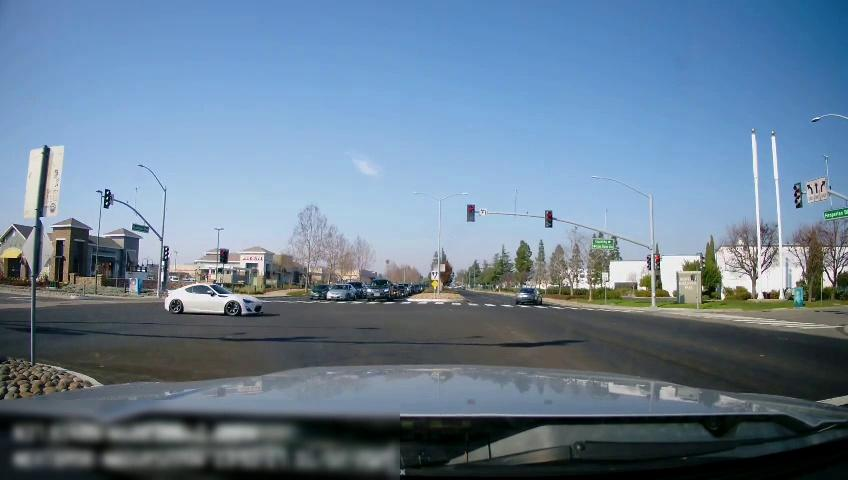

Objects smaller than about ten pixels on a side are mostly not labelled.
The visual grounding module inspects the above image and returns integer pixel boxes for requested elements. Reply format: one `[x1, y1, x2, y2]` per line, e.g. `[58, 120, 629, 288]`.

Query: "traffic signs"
[823, 206, 848, 221]
[431, 270, 440, 281]
[807, 177, 827, 203]
[592, 238, 614, 250]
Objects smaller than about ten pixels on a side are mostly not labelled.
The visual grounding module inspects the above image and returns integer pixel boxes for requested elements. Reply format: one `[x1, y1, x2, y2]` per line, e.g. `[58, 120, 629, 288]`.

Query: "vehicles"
[515, 287, 544, 305]
[164, 282, 258, 317]
[329, 284, 359, 301]
[393, 283, 406, 301]
[310, 285, 332, 302]
[367, 280, 396, 302]
[352, 283, 367, 300]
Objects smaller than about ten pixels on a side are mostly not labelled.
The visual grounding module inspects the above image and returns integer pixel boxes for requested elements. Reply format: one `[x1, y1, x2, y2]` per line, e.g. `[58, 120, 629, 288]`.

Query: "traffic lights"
[646, 255, 652, 271]
[653, 253, 660, 270]
[544, 210, 553, 228]
[466, 204, 475, 223]
[224, 250, 229, 264]
[163, 247, 170, 263]
[219, 249, 224, 263]
[103, 188, 111, 209]
[792, 182, 803, 209]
